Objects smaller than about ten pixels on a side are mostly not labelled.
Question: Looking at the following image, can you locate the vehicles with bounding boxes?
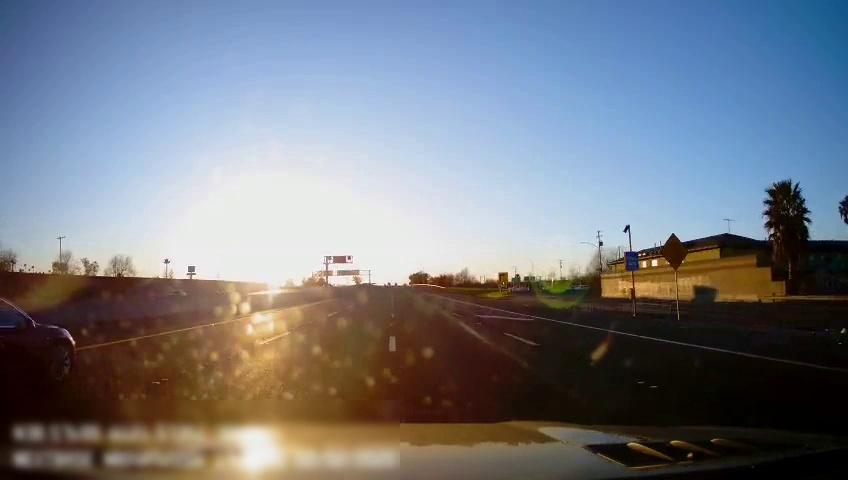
[0,297,77,387]
[165,290,187,298]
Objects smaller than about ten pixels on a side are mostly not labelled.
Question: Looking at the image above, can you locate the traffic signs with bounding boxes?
[624,251,640,272]
[498,272,509,284]
[661,233,689,270]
